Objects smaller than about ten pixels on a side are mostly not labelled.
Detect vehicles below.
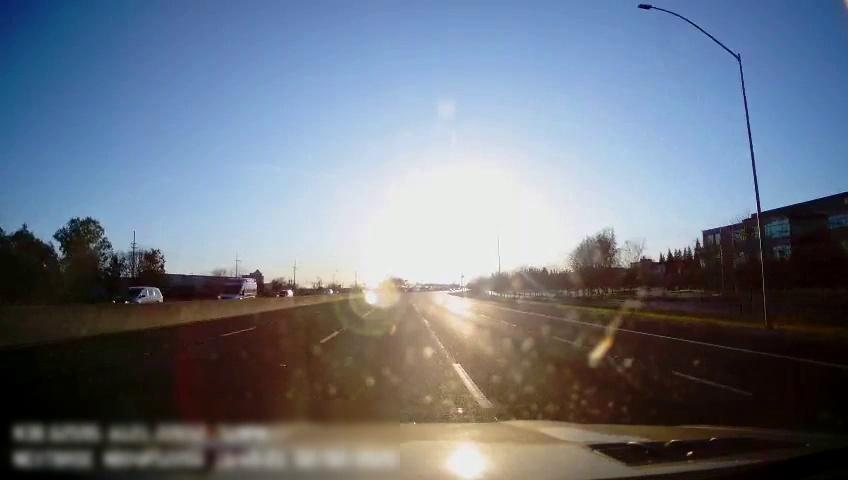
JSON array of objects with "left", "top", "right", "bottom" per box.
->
[
  {"left": 276, "top": 290, "right": 294, "bottom": 299},
  {"left": 111, "top": 287, "right": 164, "bottom": 307},
  {"left": 217, "top": 278, "right": 257, "bottom": 302},
  {"left": 323, "top": 289, "right": 334, "bottom": 296}
]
